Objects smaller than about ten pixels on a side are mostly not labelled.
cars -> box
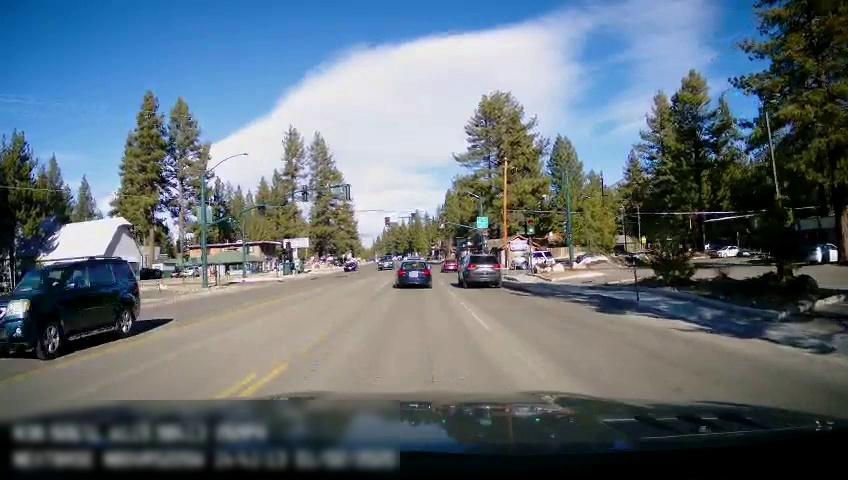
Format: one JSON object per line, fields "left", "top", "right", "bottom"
{"left": 441, "top": 256, "right": 459, "bottom": 271}
{"left": 343, "top": 261, "right": 358, "bottom": 272}
{"left": 712, "top": 246, "right": 743, "bottom": 258}
{"left": 396, "top": 258, "right": 433, "bottom": 289}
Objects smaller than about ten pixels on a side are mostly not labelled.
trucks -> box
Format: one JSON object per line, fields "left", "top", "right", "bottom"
{"left": 378, "top": 258, "right": 394, "bottom": 271}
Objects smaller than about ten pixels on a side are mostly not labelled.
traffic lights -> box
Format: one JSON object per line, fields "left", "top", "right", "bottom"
{"left": 344, "top": 183, "right": 352, "bottom": 200}
{"left": 256, "top": 199, "right": 267, "bottom": 217}
{"left": 302, "top": 187, "right": 308, "bottom": 201}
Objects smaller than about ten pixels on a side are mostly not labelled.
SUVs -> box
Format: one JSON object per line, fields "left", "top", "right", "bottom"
{"left": 458, "top": 253, "right": 501, "bottom": 289}
{"left": 521, "top": 251, "right": 553, "bottom": 264}
{"left": 0, "top": 257, "right": 142, "bottom": 361}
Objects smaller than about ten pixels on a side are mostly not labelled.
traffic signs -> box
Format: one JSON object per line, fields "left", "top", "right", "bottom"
{"left": 476, "top": 216, "right": 488, "bottom": 229}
